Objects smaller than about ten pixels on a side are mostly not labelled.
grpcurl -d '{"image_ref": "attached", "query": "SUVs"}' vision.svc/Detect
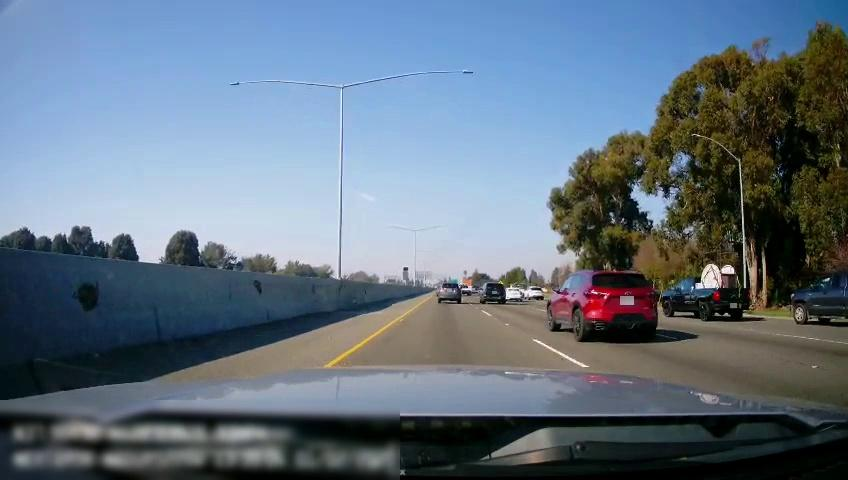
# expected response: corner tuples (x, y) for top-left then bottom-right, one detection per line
(545, 269), (660, 344)
(479, 282), (507, 305)
(436, 279), (462, 305)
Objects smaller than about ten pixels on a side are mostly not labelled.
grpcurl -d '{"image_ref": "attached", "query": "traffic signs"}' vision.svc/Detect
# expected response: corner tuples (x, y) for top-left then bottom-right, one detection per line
(402, 266), (409, 281)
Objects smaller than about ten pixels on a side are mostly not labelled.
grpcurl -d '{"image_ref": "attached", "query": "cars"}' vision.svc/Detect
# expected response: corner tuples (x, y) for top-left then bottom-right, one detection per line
(523, 286), (545, 301)
(505, 287), (523, 303)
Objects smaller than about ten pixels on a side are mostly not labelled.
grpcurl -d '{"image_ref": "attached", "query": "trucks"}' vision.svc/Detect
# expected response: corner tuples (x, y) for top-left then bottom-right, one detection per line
(790, 267), (848, 325)
(460, 283), (473, 297)
(659, 262), (752, 322)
